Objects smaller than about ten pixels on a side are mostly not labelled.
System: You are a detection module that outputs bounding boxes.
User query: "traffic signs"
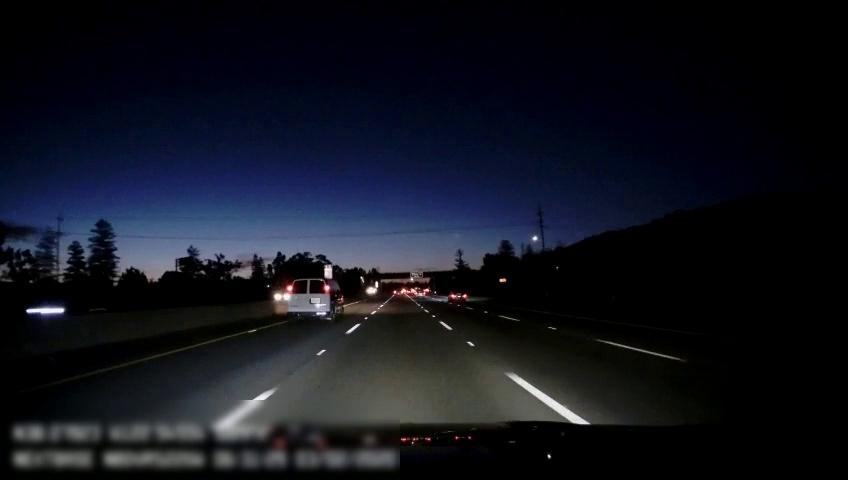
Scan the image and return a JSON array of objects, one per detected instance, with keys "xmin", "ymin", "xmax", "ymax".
[{"xmin": 409, "ymin": 271, "xmax": 424, "ymax": 279}]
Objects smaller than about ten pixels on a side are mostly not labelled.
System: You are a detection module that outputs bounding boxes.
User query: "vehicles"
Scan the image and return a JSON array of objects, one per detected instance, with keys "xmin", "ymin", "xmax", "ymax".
[
  {"xmin": 272, "ymin": 287, "xmax": 292, "ymax": 302},
  {"xmin": 26, "ymin": 300, "xmax": 82, "ymax": 322},
  {"xmin": 286, "ymin": 277, "xmax": 345, "ymax": 322},
  {"xmin": 447, "ymin": 289, "xmax": 469, "ymax": 304}
]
